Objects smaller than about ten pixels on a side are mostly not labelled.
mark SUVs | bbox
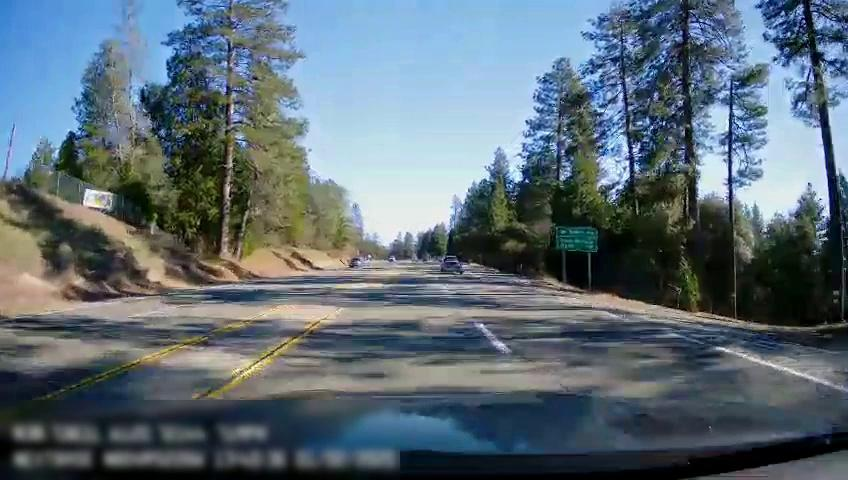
[349,256,364,267]
[440,255,458,272]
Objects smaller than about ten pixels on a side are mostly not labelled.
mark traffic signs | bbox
[556,224,599,254]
